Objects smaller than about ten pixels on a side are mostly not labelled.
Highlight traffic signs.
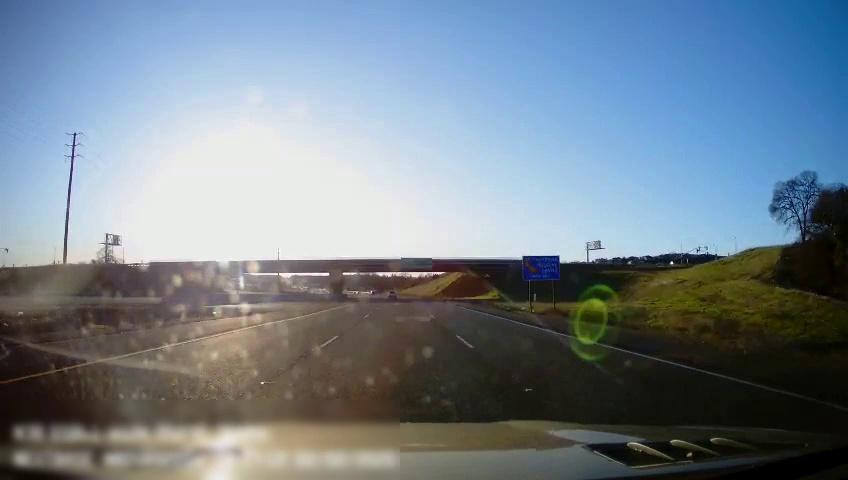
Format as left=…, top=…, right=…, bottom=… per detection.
left=399, top=257, right=433, bottom=272
left=521, top=254, right=561, bottom=281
